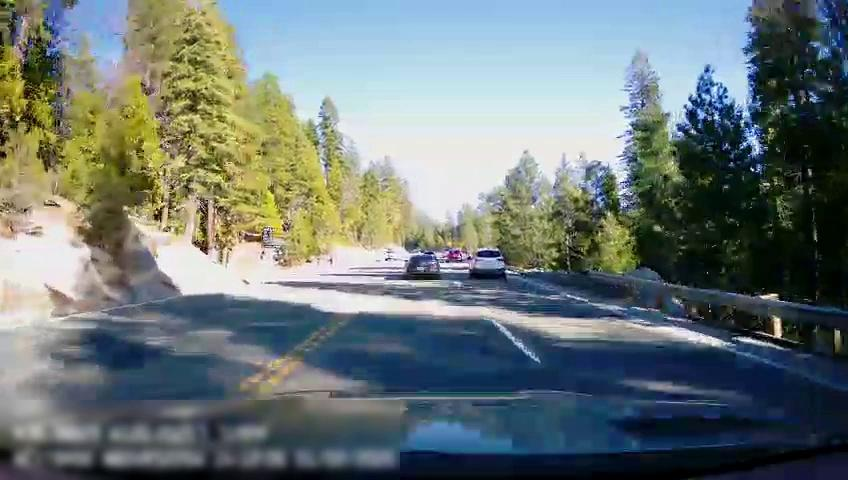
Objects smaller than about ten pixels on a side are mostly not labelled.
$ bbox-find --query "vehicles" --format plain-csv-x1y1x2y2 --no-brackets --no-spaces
466,246,506,280
407,254,441,280
446,250,463,263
